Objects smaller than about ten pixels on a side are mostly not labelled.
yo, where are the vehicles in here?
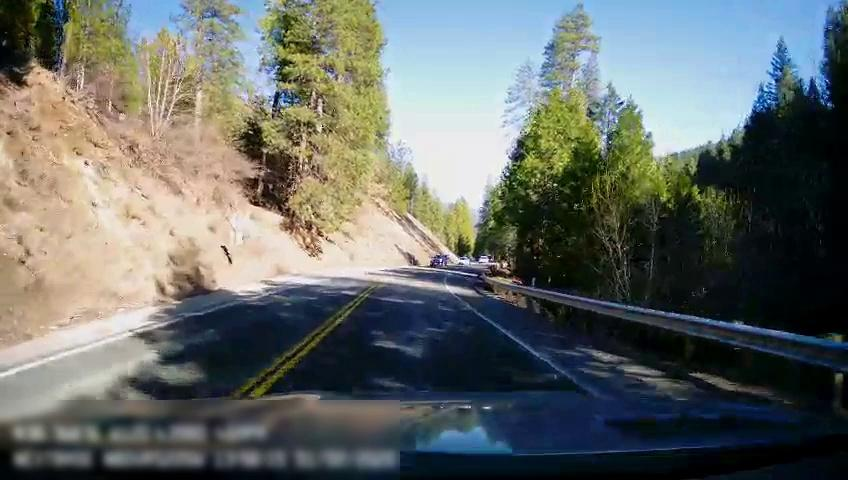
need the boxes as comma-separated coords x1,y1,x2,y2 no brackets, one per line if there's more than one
477,256,489,264
456,256,470,265
429,255,448,269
